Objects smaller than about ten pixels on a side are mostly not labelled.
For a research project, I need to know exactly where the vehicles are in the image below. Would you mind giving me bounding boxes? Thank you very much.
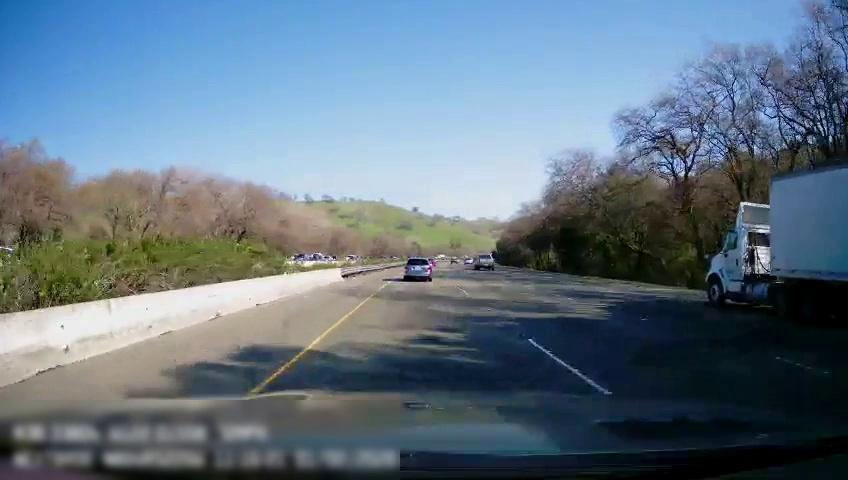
[0,245,17,266]
[436,253,447,259]
[305,253,324,263]
[403,257,433,282]
[292,253,310,262]
[702,167,848,318]
[473,254,495,271]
